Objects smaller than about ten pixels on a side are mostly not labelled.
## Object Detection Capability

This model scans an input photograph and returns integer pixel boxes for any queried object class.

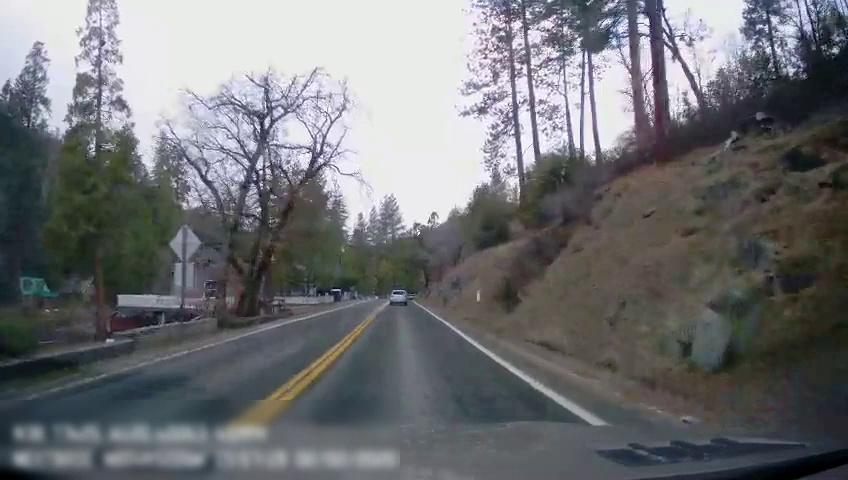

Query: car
[390,289,408,306]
